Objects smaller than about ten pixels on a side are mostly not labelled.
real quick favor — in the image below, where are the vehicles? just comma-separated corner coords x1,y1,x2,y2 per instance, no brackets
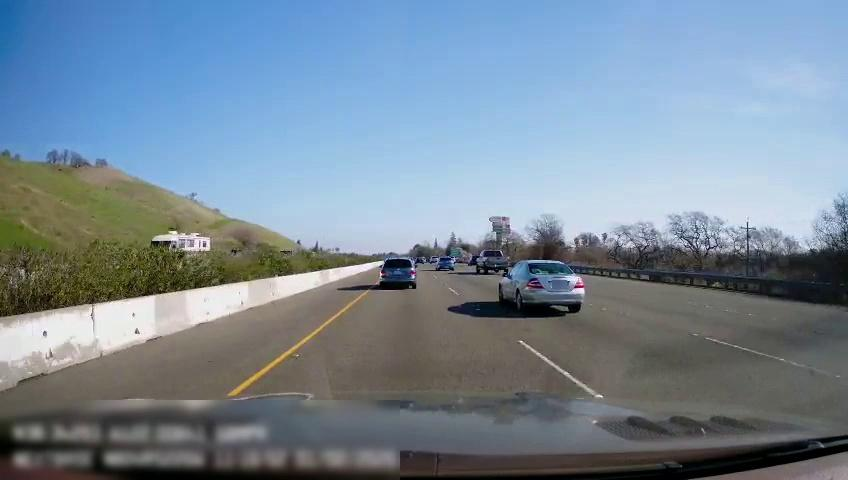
378,259,419,289
476,250,512,273
468,256,477,267
149,233,211,257
495,260,585,317
434,257,454,272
